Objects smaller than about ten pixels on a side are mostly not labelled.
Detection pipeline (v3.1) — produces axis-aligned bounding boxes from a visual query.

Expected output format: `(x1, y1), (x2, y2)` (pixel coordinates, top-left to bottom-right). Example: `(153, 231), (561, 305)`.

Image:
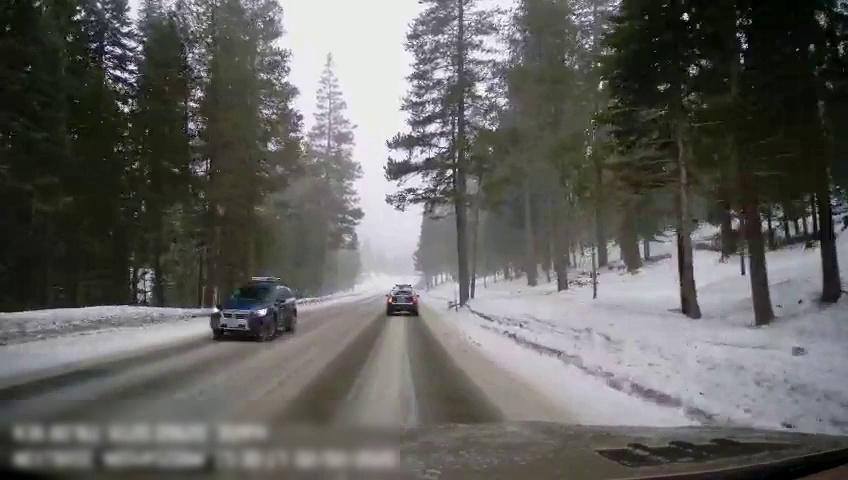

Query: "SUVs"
(385, 283), (420, 317)
(209, 276), (298, 343)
